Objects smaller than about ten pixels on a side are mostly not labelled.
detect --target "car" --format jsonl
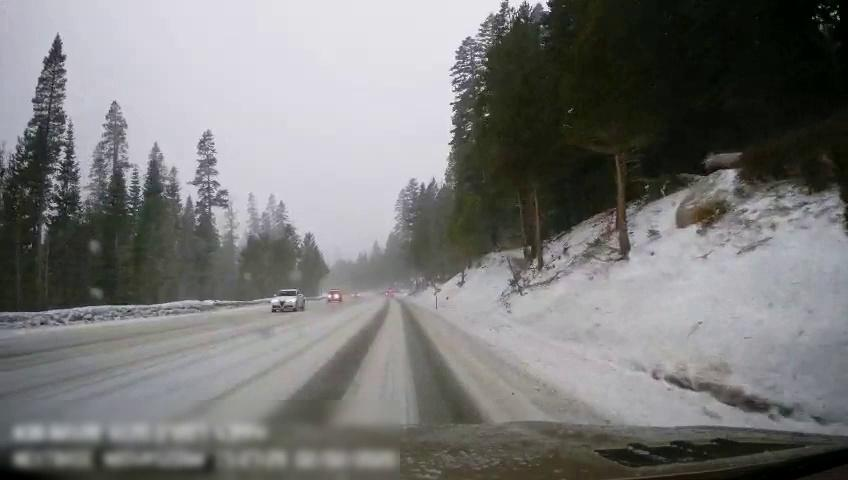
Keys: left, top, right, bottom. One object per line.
{"left": 271, "top": 288, "right": 305, "bottom": 313}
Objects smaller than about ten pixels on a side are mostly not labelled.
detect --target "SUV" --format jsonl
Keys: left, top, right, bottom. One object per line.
{"left": 327, "top": 289, "right": 343, "bottom": 303}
